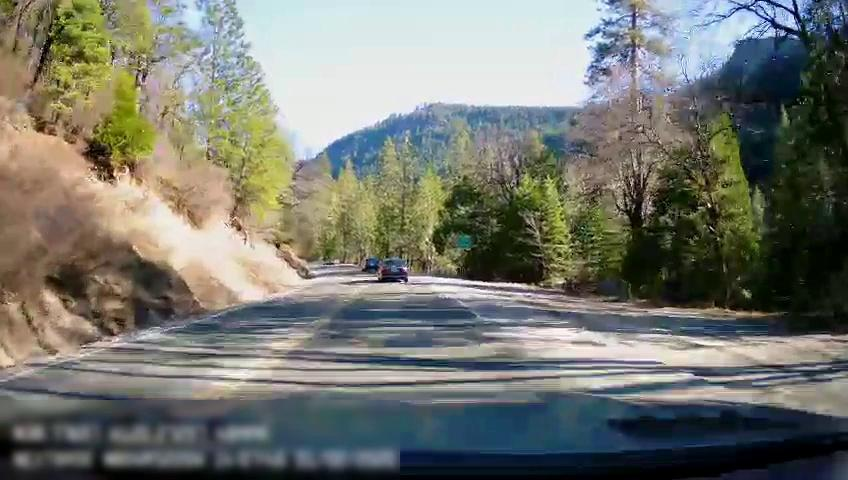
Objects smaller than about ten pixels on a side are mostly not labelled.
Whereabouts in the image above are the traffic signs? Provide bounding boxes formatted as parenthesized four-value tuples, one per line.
(454, 234, 472, 250)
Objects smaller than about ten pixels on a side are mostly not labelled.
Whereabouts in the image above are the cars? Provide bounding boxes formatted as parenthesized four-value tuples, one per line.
(361, 256, 382, 273)
(378, 259, 409, 283)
